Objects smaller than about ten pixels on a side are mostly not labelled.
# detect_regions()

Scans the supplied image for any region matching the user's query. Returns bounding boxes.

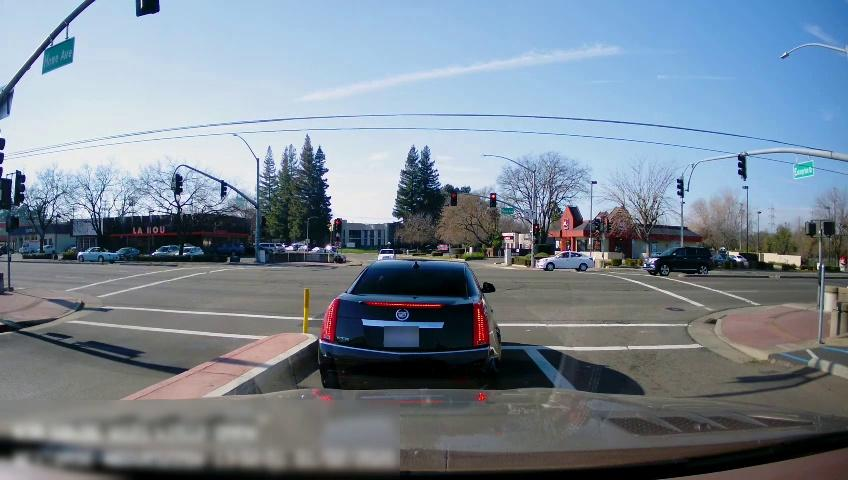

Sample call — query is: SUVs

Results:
[644,246,714,277]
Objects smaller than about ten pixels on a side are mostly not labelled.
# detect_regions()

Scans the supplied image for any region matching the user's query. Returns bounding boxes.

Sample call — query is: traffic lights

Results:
[449,191,457,207]
[172,173,183,195]
[333,219,342,233]
[676,179,685,198]
[533,223,540,236]
[605,221,612,234]
[489,192,496,207]
[805,222,820,236]
[5,217,19,232]
[0,178,12,210]
[13,170,26,206]
[736,154,747,179]
[594,221,601,234]
[133,0,160,16]
[821,221,837,235]
[219,180,228,199]
[0,137,6,177]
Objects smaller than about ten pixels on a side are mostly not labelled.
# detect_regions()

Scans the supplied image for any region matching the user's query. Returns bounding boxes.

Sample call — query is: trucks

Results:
[377,249,400,261]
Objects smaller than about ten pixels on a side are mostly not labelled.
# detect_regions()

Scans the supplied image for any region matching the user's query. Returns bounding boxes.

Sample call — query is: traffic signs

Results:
[41,36,75,75]
[500,207,513,215]
[793,160,816,179]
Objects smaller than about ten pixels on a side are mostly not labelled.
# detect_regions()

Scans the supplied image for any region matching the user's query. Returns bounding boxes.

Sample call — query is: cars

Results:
[78,248,117,263]
[151,245,180,258]
[319,260,505,390]
[536,251,592,272]
[116,249,136,258]
[175,246,203,258]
